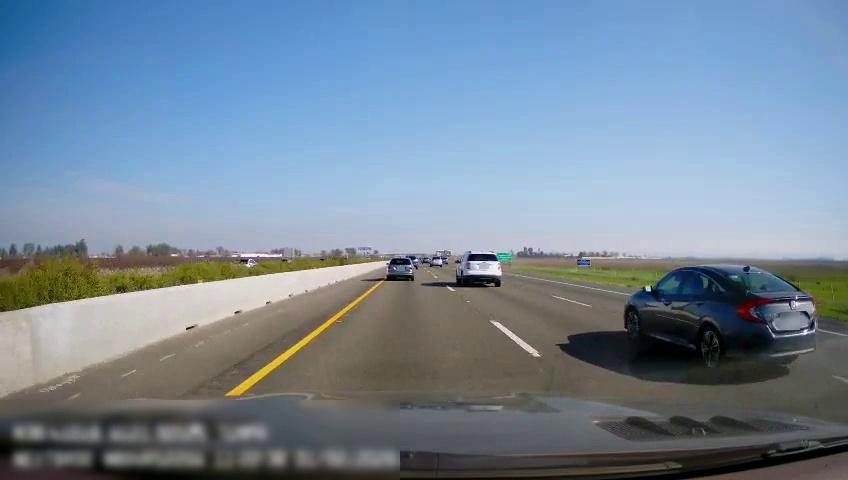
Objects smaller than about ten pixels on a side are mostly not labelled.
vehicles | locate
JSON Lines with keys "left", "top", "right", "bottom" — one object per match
{"left": 454, "top": 253, "right": 502, "bottom": 288}
{"left": 429, "top": 255, "right": 443, "bottom": 268}
{"left": 386, "top": 256, "right": 415, "bottom": 282}
{"left": 239, "top": 258, "right": 259, "bottom": 267}
{"left": 407, "top": 255, "right": 419, "bottom": 269}
{"left": 622, "top": 263, "right": 818, "bottom": 376}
